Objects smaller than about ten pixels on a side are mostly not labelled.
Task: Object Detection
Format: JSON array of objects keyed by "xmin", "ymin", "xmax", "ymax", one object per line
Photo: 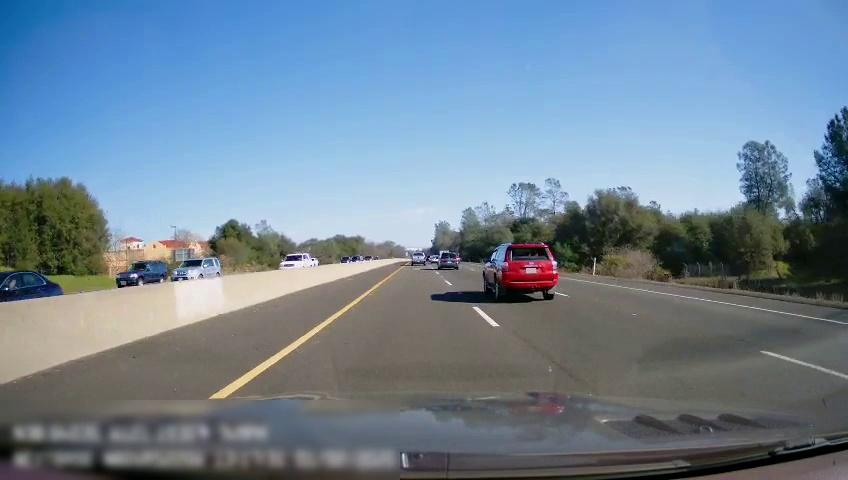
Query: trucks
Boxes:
[{"xmin": 411, "ymin": 253, "xmax": 426, "ymax": 266}]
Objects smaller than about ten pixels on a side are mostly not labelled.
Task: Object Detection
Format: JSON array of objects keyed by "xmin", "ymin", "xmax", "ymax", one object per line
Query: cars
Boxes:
[{"xmin": 0, "ymin": 269, "xmax": 65, "ymax": 303}]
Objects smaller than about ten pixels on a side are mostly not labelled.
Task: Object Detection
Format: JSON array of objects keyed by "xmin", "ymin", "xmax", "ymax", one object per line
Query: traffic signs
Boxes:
[{"xmin": 174, "ymin": 248, "xmax": 198, "ymax": 263}]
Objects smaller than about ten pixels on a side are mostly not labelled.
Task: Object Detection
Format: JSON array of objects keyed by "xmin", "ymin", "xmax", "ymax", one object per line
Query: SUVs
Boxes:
[
  {"xmin": 482, "ymin": 243, "xmax": 559, "ymax": 301},
  {"xmin": 115, "ymin": 260, "xmax": 169, "ymax": 289},
  {"xmin": 279, "ymin": 253, "xmax": 312, "ymax": 270},
  {"xmin": 171, "ymin": 256, "xmax": 223, "ymax": 283},
  {"xmin": 438, "ymin": 253, "xmax": 460, "ymax": 270}
]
